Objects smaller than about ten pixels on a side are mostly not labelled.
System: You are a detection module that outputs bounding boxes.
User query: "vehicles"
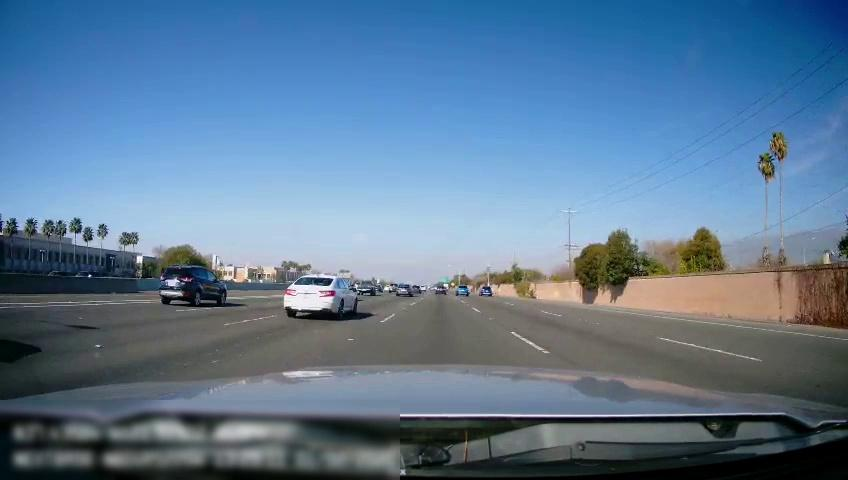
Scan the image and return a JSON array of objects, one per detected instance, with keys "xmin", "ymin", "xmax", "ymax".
[
  {"xmin": 46, "ymin": 270, "xmax": 75, "ymax": 277},
  {"xmin": 388, "ymin": 283, "xmax": 400, "ymax": 294},
  {"xmin": 411, "ymin": 285, "xmax": 422, "ymax": 295},
  {"xmin": 435, "ymin": 286, "xmax": 447, "ymax": 296},
  {"xmin": 283, "ymin": 274, "xmax": 358, "ymax": 321},
  {"xmin": 357, "ymin": 281, "xmax": 377, "ymax": 297},
  {"xmin": 479, "ymin": 286, "xmax": 493, "ymax": 297},
  {"xmin": 158, "ymin": 267, "xmax": 229, "ymax": 307},
  {"xmin": 395, "ymin": 283, "xmax": 413, "ymax": 298},
  {"xmin": 455, "ymin": 285, "xmax": 470, "ymax": 297},
  {"xmin": 74, "ymin": 270, "xmax": 101, "ymax": 278}
]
